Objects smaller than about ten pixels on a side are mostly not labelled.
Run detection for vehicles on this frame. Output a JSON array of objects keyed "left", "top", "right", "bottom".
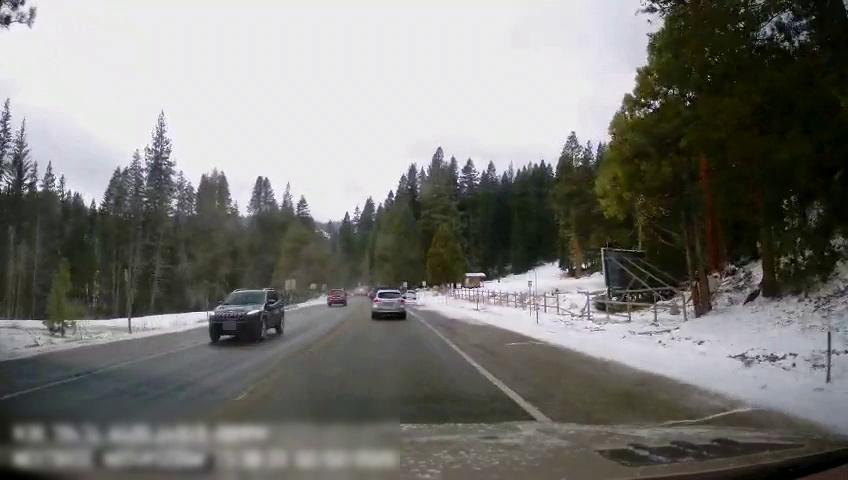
[
  {"left": 208, "top": 288, "right": 285, "bottom": 343},
  {"left": 327, "top": 288, "right": 347, "bottom": 306},
  {"left": 372, "top": 287, "right": 392, "bottom": 301},
  {"left": 372, "top": 290, "right": 407, "bottom": 319},
  {"left": 403, "top": 290, "right": 417, "bottom": 300}
]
